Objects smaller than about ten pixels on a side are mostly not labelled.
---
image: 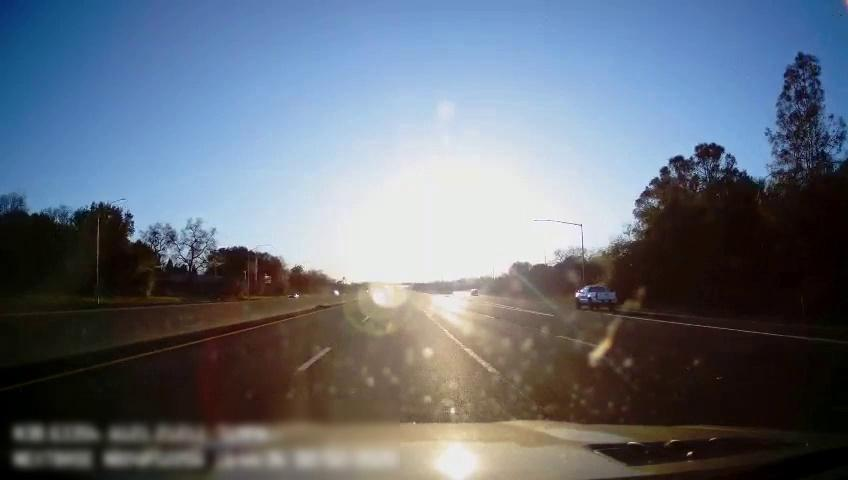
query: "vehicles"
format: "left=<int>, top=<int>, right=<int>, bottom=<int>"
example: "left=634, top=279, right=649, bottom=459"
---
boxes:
left=288, top=293, right=300, bottom=299
left=327, top=291, right=340, bottom=297
left=575, top=285, right=617, bottom=311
